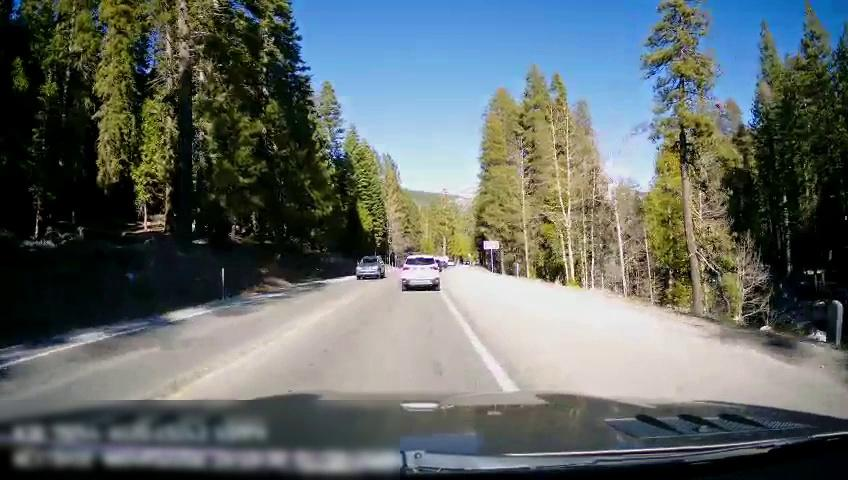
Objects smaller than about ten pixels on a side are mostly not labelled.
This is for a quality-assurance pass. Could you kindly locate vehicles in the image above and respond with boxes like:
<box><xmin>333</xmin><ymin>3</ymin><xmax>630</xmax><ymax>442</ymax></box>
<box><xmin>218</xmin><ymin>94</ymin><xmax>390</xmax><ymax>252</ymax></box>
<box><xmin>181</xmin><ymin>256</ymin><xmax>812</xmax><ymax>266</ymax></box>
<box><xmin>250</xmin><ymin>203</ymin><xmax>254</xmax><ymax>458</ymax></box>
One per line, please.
<box><xmin>431</xmin><ymin>259</ymin><xmax>443</xmax><ymax>273</ymax></box>
<box><xmin>399</xmin><ymin>254</ymin><xmax>441</xmax><ymax>292</ymax></box>
<box><xmin>355</xmin><ymin>255</ymin><xmax>385</xmax><ymax>281</ymax></box>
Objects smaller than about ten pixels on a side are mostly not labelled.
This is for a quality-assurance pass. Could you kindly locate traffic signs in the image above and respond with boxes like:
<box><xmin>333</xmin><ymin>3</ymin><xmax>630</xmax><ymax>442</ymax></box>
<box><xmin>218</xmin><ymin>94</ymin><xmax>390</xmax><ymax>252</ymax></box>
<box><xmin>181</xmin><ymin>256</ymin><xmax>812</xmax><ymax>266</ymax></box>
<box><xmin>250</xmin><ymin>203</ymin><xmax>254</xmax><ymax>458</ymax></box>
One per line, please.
<box><xmin>483</xmin><ymin>240</ymin><xmax>500</xmax><ymax>250</ymax></box>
